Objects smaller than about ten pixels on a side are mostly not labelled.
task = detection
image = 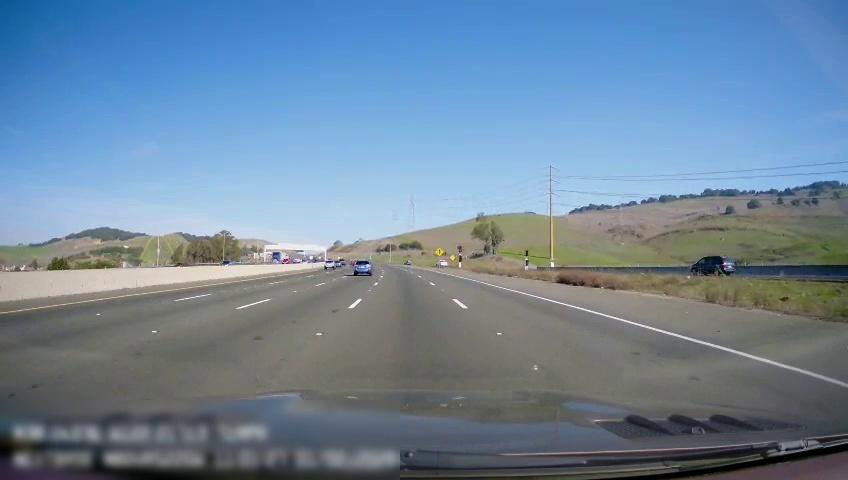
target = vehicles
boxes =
[220,259,238,266]
[324,259,337,271]
[272,251,288,263]
[689,254,736,276]
[353,260,372,276]
[435,260,448,268]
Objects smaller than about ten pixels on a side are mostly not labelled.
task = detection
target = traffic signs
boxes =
[434,247,445,257]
